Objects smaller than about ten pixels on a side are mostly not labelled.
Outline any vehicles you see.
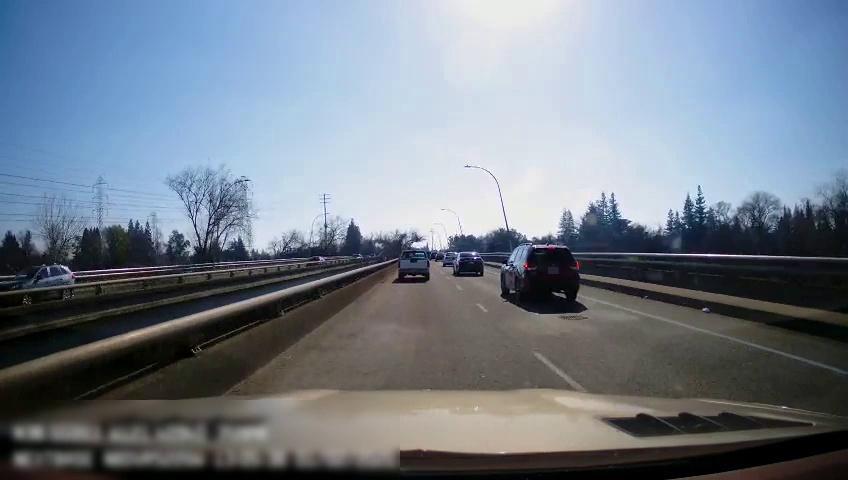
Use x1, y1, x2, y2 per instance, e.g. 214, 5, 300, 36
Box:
306, 255, 327, 265
0, 263, 77, 306
442, 253, 457, 267
435, 252, 445, 261
453, 252, 485, 276
499, 243, 581, 307
398, 250, 430, 279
